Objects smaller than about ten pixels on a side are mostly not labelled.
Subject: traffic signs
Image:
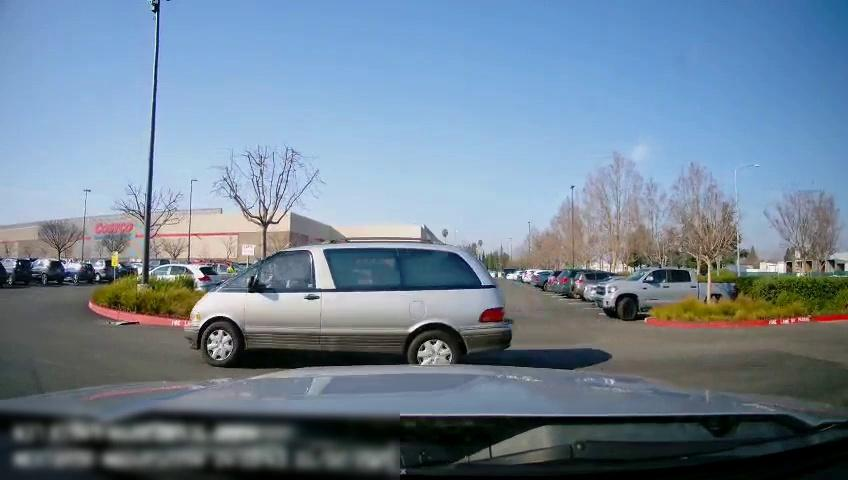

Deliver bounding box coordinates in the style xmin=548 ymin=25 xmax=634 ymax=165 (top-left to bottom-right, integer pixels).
xmin=241 ymin=243 xmax=255 ymax=256
xmin=111 ymin=250 xmax=119 ymax=267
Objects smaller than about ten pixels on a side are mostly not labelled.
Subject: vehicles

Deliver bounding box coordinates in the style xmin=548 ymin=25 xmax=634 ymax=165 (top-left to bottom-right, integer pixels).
xmin=554 ymin=267 xmax=600 ymax=298
xmin=148 ymin=263 xmax=221 ymax=292
xmin=530 ymin=271 xmax=551 ymax=292
xmin=547 ymin=270 xmax=562 ymax=292
xmin=583 ymin=275 xmax=626 ymax=301
xmin=592 ymin=264 xmax=736 ymax=321
xmin=0 ymin=262 xmax=6 ymax=288
xmin=93 ymin=257 xmax=116 ymax=283
xmin=118 ymin=261 xmax=136 ymax=278
xmin=567 ymin=270 xmax=617 ymax=296
xmin=65 ymin=261 xmax=97 ymax=284
xmin=194 ymin=257 xmax=235 ymax=280
xmin=31 ymin=257 xmax=67 ymax=286
xmin=1 ymin=256 xmax=32 ymax=287
xmin=182 ymin=243 xmax=515 ymax=369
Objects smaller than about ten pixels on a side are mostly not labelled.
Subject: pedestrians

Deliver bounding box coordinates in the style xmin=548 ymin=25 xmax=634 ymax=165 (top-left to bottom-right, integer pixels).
xmin=225 ymin=259 xmax=236 ymax=273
